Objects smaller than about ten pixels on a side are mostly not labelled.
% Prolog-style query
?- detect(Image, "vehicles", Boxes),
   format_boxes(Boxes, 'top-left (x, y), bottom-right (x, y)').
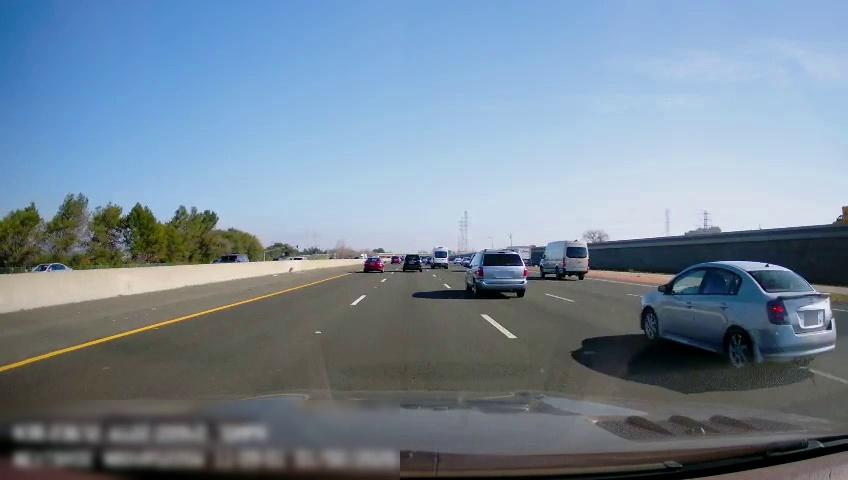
top-left (832, 205), bottom-right (848, 225)
top-left (402, 254), bottom-right (423, 273)
top-left (538, 239), bottom-right (590, 281)
top-left (363, 257), bottom-right (387, 274)
top-left (390, 255), bottom-right (401, 265)
top-left (463, 248), bottom-right (529, 298)
top-left (29, 262), bottom-right (73, 273)
top-left (638, 259), bottom-right (838, 375)
top-left (289, 256), bottom-right (307, 261)
top-left (430, 246), bottom-right (449, 270)
top-left (211, 253), bottom-right (251, 265)
top-left (506, 246), bottom-right (532, 266)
